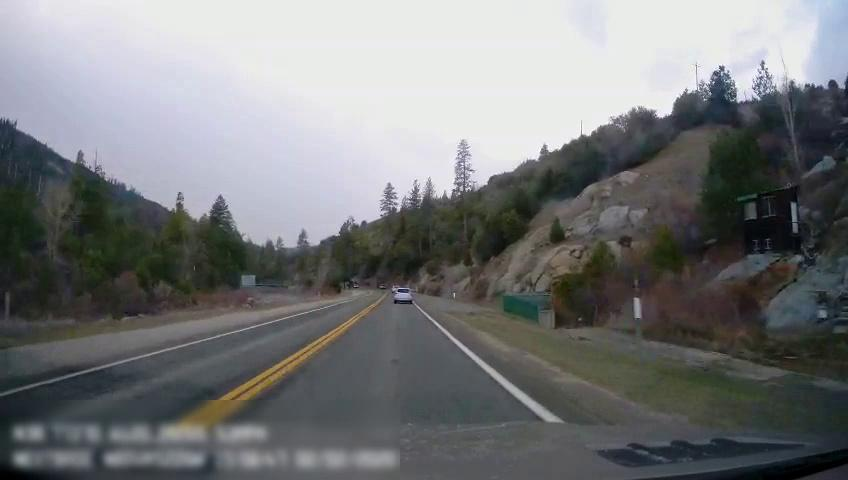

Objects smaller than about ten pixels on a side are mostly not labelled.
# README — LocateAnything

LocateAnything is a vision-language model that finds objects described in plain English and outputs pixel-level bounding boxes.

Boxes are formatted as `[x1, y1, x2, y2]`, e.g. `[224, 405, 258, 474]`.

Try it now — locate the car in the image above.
[394, 287, 413, 304]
